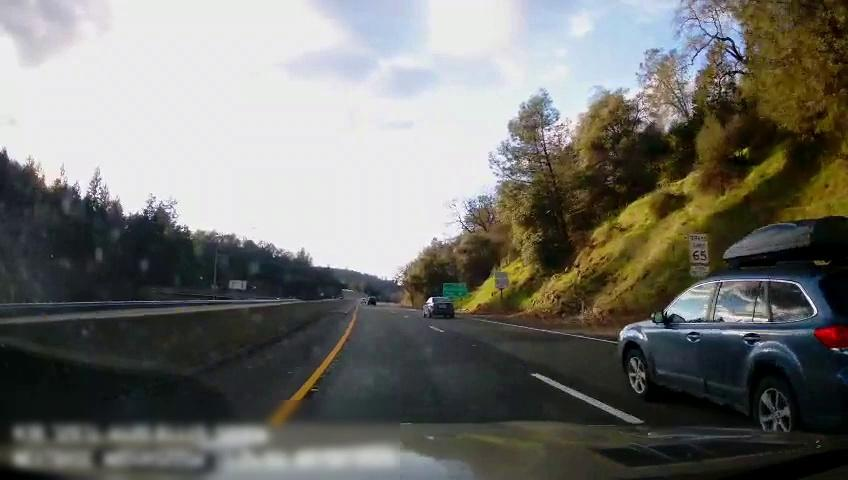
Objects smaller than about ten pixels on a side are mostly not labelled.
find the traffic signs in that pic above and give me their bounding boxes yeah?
[494,278,510,289]
[443,282,468,298]
[688,232,709,264]
[690,265,709,277]
[495,271,508,279]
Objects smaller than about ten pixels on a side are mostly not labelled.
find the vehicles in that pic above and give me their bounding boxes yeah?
[615,214,848,434]
[421,296,456,319]
[365,296,377,306]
